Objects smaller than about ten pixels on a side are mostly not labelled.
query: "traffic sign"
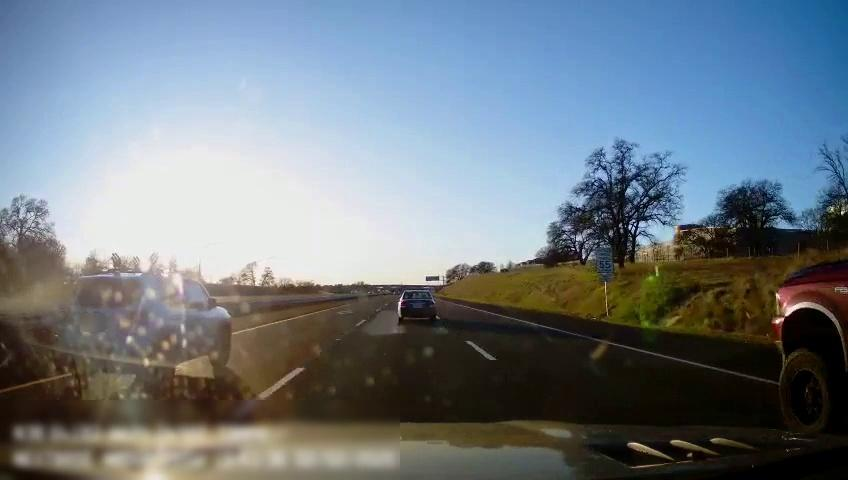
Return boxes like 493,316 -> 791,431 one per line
425,275 -> 439,283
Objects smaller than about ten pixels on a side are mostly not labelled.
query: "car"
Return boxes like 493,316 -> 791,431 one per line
397,289 -> 437,326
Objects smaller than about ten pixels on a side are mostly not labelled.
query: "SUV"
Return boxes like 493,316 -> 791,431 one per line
53,273 -> 231,399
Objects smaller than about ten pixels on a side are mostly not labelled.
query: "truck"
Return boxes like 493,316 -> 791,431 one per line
770,257 -> 848,436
